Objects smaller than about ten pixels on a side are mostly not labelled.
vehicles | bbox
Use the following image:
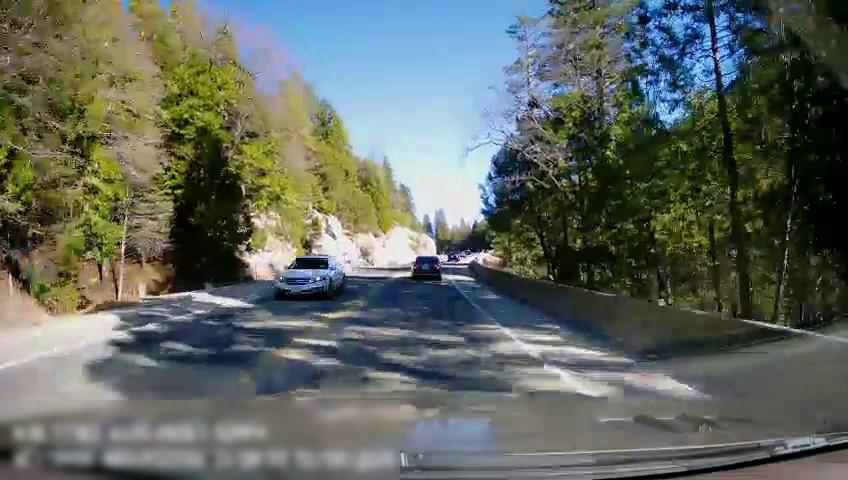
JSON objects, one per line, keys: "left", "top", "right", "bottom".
{"left": 412, "top": 255, "right": 443, "bottom": 281}
{"left": 271, "top": 255, "right": 346, "bottom": 302}
{"left": 447, "top": 251, "right": 460, "bottom": 263}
